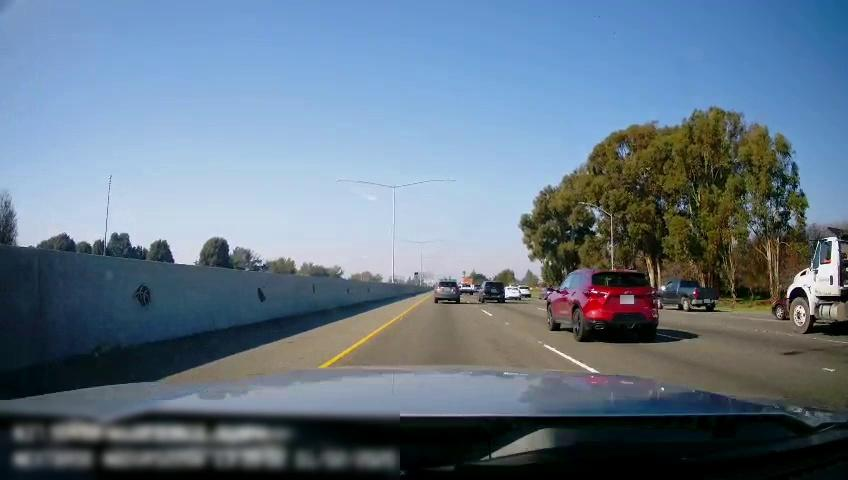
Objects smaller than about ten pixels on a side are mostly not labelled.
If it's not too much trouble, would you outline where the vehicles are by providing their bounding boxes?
[784,235,848,335]
[459,282,474,296]
[771,290,787,321]
[504,287,522,302]
[463,277,473,284]
[657,278,721,312]
[518,285,531,298]
[433,279,461,305]
[545,268,659,344]
[536,286,553,301]
[477,280,506,304]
